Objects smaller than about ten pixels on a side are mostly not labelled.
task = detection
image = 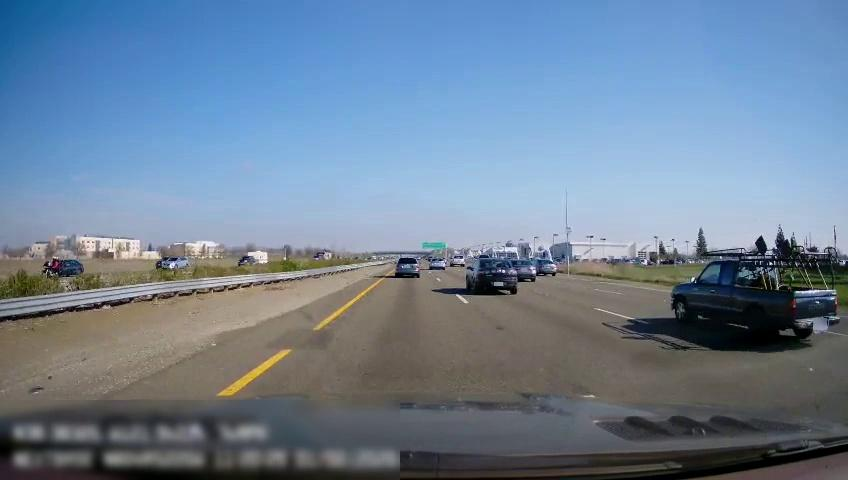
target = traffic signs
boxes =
[422,241,448,250]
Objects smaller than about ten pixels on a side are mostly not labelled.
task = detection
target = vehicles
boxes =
[155,256,172,271]
[449,254,465,267]
[395,257,420,279]
[312,251,332,261]
[510,259,537,283]
[161,256,193,271]
[429,257,446,271]
[237,250,268,267]
[41,259,85,278]
[465,257,518,295]
[476,254,491,259]
[534,259,557,277]
[669,234,840,343]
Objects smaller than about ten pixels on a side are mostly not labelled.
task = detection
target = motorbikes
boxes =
[41,258,64,279]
